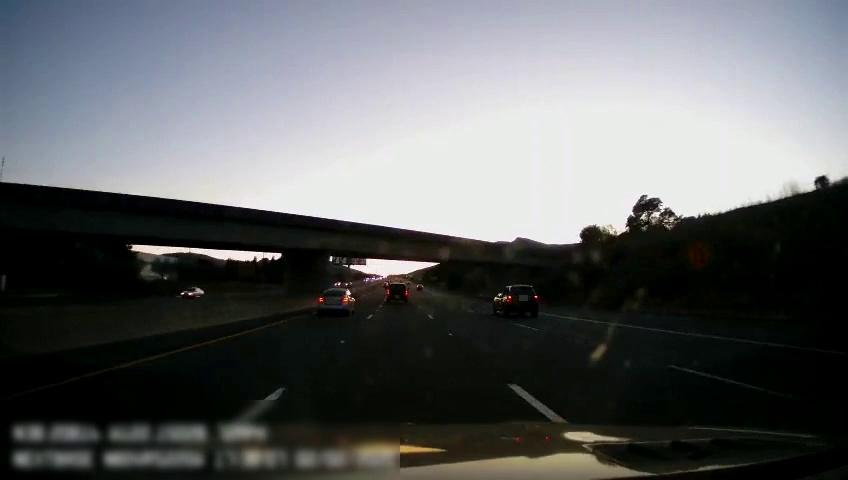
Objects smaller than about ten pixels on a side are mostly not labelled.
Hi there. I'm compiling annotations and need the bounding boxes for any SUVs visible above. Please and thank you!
[386,282,408,304]
[493,284,538,318]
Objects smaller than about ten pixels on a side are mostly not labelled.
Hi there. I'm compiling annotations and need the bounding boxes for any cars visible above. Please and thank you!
[316,288,356,317]
[180,287,205,298]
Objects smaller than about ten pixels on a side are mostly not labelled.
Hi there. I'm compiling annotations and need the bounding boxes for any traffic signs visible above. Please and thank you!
[686,241,712,271]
